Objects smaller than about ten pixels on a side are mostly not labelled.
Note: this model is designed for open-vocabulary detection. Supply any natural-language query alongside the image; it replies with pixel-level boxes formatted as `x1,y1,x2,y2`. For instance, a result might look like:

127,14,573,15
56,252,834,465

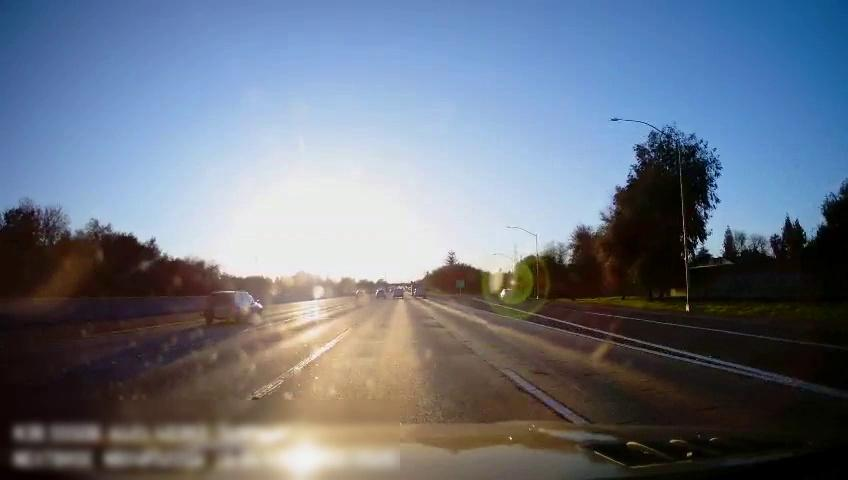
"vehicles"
500,288,512,298
392,288,404,299
201,291,264,327
410,282,423,296
375,288,389,300
413,287,427,299
354,289,367,299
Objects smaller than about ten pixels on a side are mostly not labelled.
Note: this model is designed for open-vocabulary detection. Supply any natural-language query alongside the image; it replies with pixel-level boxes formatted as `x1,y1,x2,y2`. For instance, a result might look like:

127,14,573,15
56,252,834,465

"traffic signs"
455,280,466,289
